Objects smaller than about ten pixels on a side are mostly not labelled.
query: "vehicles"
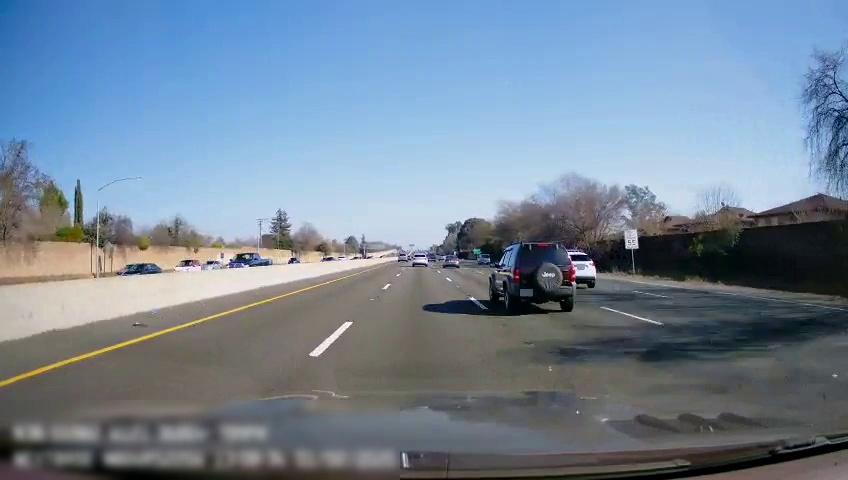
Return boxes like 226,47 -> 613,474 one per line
412,253 -> 428,267
476,253 -> 491,266
118,262 -> 162,276
569,251 -> 597,289
397,252 -> 408,263
287,257 -> 301,264
442,255 -> 460,269
225,253 -> 273,269
174,259 -> 202,272
488,243 -> 577,313
203,260 -> 223,271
